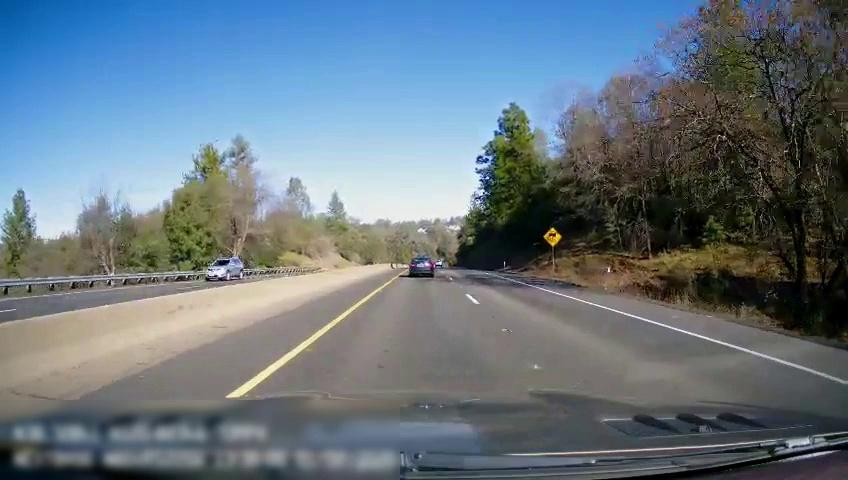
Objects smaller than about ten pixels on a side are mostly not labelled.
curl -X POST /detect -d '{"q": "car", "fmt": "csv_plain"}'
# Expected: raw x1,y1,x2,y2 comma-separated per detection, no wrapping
408,255,434,278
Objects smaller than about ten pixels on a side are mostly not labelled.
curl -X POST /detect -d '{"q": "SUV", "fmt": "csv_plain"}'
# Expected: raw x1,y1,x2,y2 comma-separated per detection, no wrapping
205,257,245,282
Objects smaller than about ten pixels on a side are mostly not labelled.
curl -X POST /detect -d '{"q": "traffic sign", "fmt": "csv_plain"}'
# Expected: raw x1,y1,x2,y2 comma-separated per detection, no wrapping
544,226,563,249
